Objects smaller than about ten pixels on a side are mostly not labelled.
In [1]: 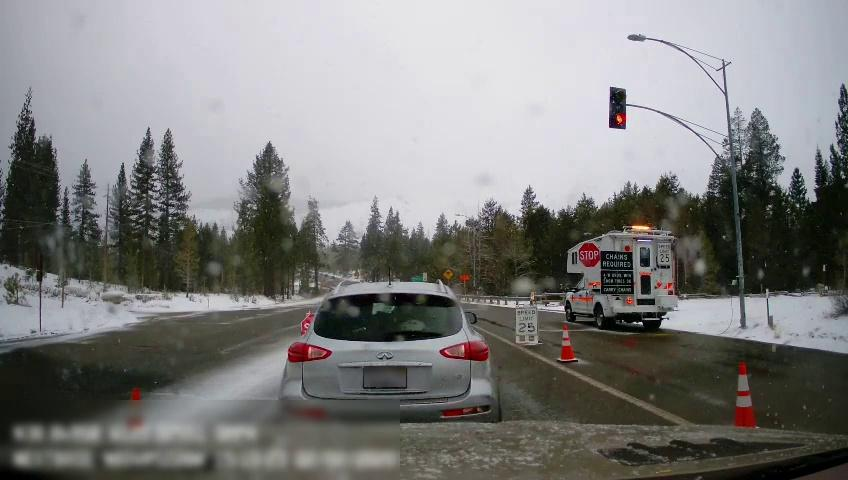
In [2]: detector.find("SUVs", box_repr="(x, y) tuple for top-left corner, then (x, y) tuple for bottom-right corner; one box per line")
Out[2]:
(275, 277), (501, 424)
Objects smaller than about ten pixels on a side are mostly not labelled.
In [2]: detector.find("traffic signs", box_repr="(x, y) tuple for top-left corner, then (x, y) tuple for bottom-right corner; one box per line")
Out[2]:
(458, 274), (471, 281)
(299, 312), (316, 335)
(599, 250), (634, 272)
(600, 269), (635, 296)
(514, 304), (540, 337)
(577, 242), (601, 269)
(657, 241), (673, 266)
(443, 269), (455, 282)
(411, 276), (423, 284)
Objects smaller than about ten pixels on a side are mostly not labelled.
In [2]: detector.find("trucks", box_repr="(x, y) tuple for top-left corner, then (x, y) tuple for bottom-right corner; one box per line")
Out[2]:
(564, 226), (682, 331)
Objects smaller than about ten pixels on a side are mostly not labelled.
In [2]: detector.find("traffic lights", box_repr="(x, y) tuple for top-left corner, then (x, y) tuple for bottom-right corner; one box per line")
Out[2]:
(607, 85), (627, 130)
